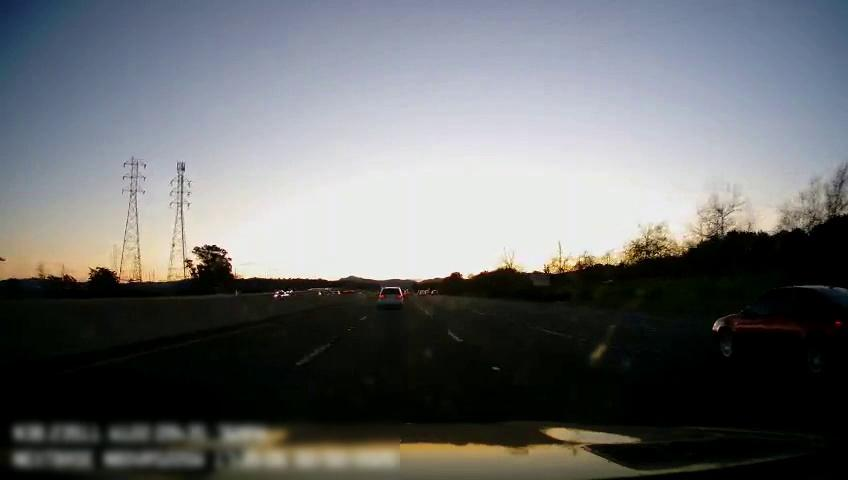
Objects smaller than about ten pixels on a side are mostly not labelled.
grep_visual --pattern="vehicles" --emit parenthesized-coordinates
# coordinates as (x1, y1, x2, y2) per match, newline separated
(273, 291, 290, 298)
(402, 288, 410, 301)
(711, 285, 848, 375)
(376, 286, 404, 310)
